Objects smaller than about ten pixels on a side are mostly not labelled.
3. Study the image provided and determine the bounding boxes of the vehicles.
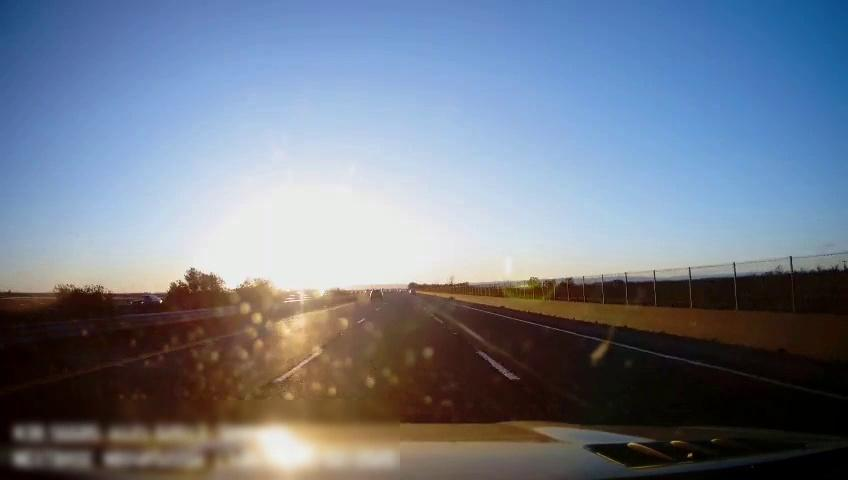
[129,295,163,306]
[370,289,384,300]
